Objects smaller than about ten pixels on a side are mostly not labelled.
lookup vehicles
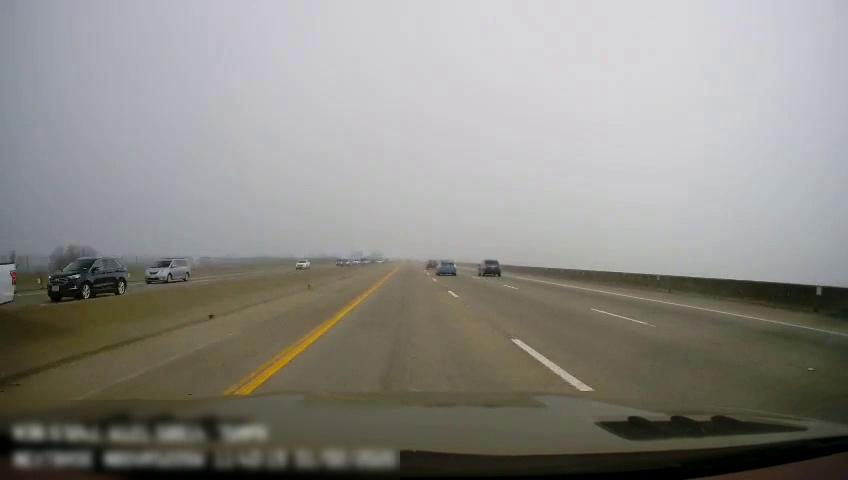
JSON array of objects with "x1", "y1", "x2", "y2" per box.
[
  {"x1": 0, "y1": 262, "x2": 18, "y2": 306},
  {"x1": 435, "y1": 260, "x2": 458, "y2": 276},
  {"x1": 477, "y1": 259, "x2": 502, "y2": 277},
  {"x1": 425, "y1": 259, "x2": 438, "y2": 270},
  {"x1": 295, "y1": 259, "x2": 311, "y2": 271},
  {"x1": 46, "y1": 256, "x2": 129, "y2": 302},
  {"x1": 143, "y1": 258, "x2": 192, "y2": 284},
  {"x1": 339, "y1": 259, "x2": 352, "y2": 266}
]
